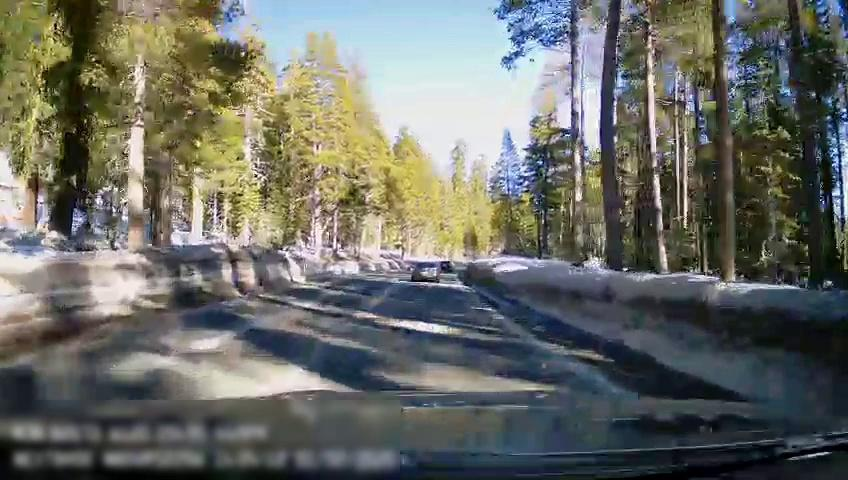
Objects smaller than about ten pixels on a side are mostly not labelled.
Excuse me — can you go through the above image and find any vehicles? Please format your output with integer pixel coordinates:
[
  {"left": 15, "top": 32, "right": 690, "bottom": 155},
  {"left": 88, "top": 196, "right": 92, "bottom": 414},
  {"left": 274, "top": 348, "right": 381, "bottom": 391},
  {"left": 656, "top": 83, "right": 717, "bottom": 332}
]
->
[
  {"left": 410, "top": 262, "right": 441, "bottom": 284},
  {"left": 439, "top": 261, "right": 451, "bottom": 273}
]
